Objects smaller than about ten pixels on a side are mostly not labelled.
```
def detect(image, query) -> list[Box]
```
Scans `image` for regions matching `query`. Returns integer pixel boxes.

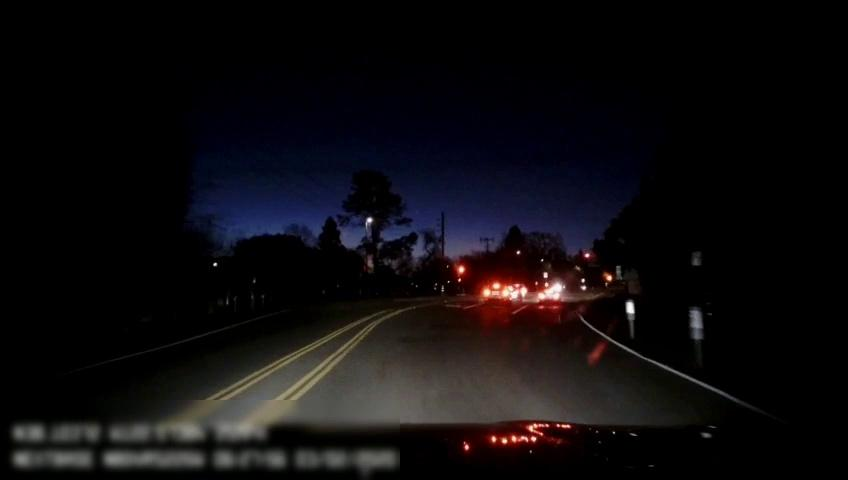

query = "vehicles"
[539,287,562,305]
[483,282,513,307]
[507,284,523,304]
